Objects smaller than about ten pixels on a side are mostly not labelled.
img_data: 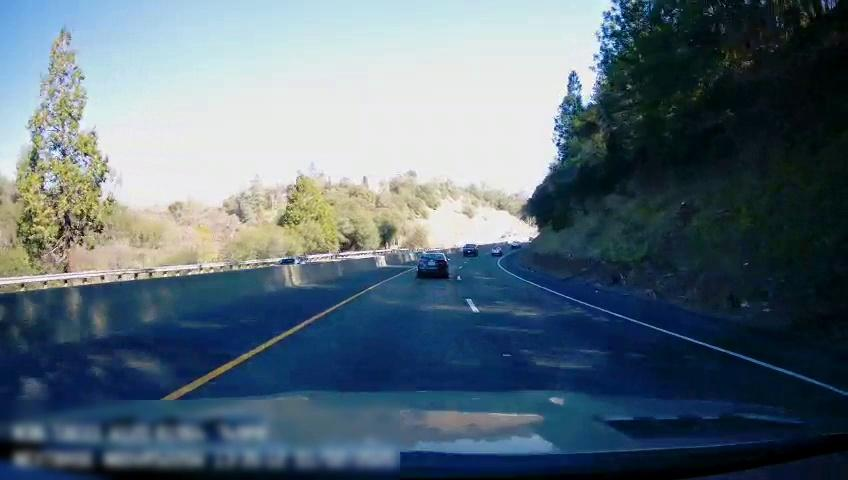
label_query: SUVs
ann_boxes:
[274,256,307,267]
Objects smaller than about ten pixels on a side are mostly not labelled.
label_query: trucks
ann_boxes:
[510,241,522,249]
[463,243,480,256]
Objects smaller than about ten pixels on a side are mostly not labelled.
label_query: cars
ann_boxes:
[416,252,449,280]
[491,247,502,256]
